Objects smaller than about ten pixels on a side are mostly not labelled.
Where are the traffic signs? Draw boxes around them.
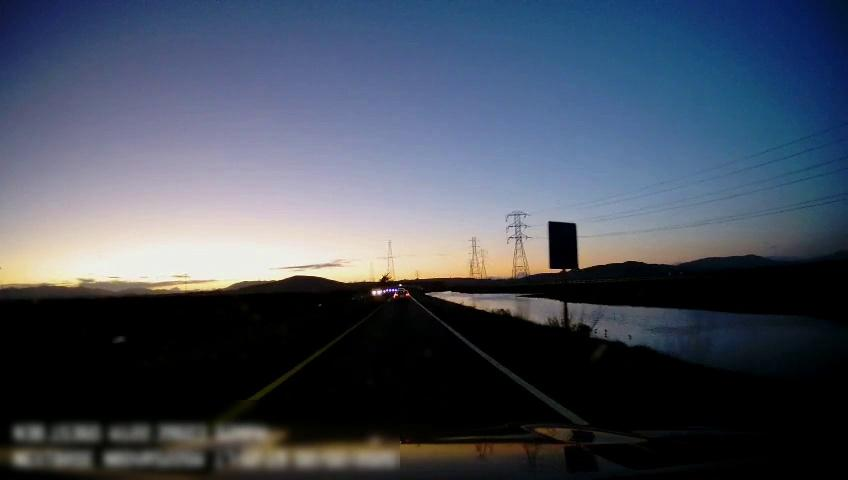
[547,221,580,270]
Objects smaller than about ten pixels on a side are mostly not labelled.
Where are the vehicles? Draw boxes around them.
[393,289,411,303]
[370,288,383,297]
